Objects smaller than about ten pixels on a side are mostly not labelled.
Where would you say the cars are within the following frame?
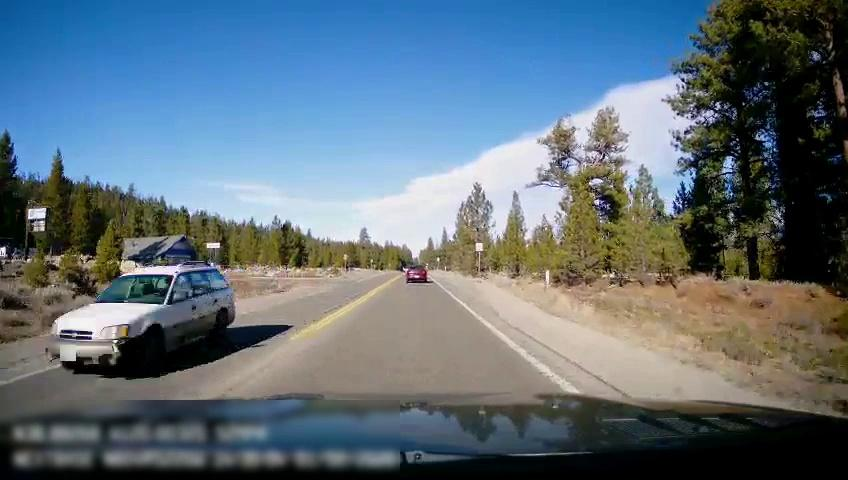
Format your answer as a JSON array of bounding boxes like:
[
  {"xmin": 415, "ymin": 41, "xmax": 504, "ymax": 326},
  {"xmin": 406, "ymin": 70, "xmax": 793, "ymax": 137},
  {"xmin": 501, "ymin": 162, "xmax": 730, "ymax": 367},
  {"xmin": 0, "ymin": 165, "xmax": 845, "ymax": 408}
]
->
[
  {"xmin": 52, "ymin": 265, "xmax": 236, "ymax": 376},
  {"xmin": 405, "ymin": 265, "xmax": 428, "ymax": 284}
]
